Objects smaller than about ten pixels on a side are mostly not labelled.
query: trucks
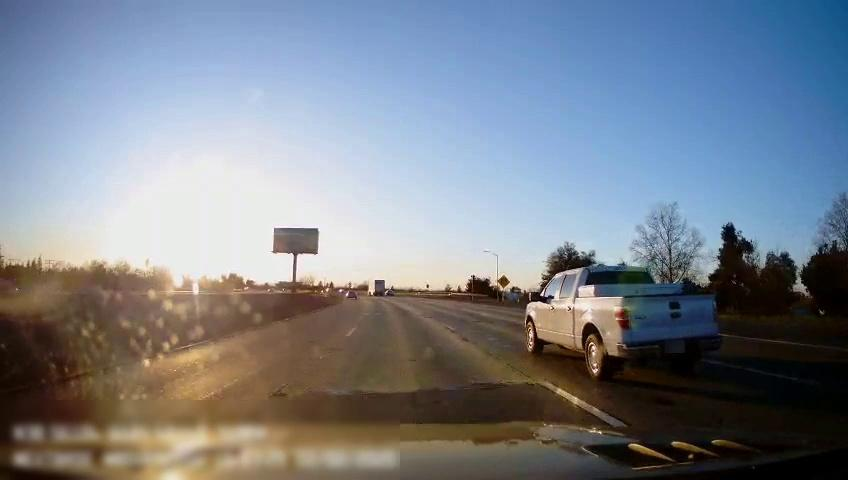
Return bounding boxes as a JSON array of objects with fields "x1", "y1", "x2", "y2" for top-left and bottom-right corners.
[
  {"x1": 368, "y1": 280, "x2": 385, "y2": 296},
  {"x1": 523, "y1": 266, "x2": 721, "y2": 383}
]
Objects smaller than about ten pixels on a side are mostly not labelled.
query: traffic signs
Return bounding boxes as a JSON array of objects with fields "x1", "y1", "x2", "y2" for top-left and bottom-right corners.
[{"x1": 498, "y1": 274, "x2": 511, "y2": 289}]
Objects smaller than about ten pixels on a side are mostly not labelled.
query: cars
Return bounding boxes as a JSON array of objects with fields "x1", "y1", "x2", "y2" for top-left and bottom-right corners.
[{"x1": 347, "y1": 291, "x2": 358, "y2": 300}]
